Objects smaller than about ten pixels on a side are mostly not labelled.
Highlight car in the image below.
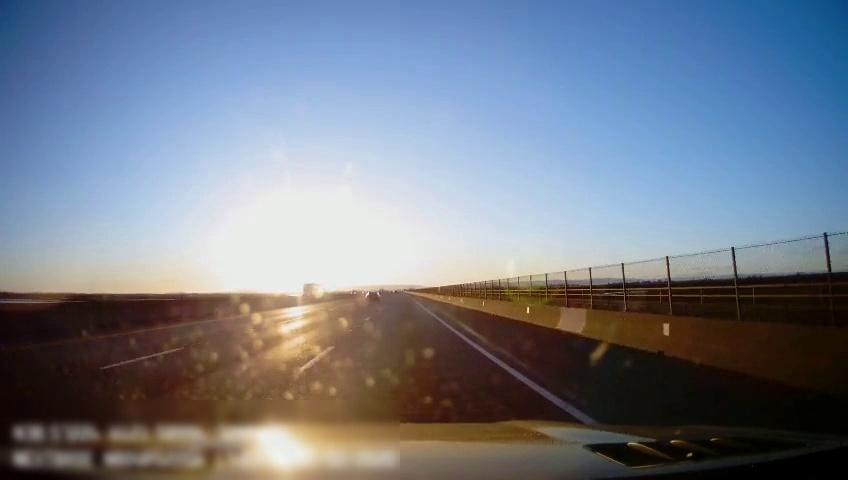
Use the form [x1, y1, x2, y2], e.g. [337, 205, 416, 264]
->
[365, 290, 381, 302]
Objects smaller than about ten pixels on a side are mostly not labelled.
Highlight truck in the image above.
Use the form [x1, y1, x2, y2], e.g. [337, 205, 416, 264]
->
[302, 284, 318, 297]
